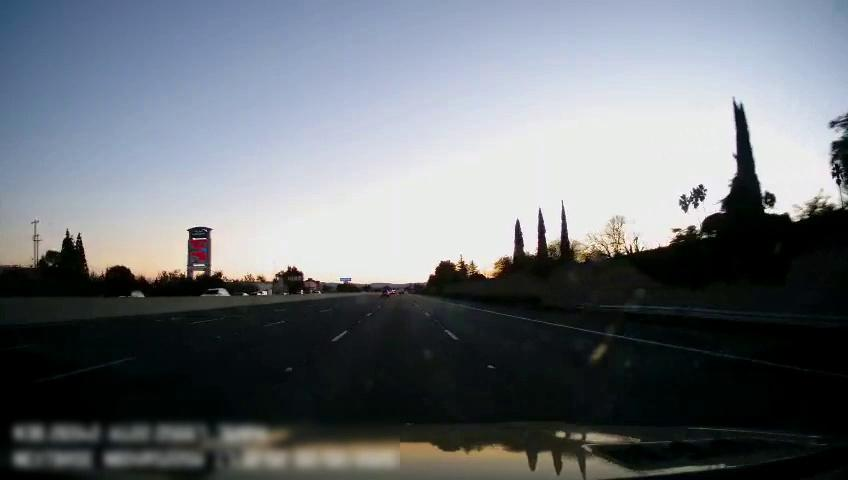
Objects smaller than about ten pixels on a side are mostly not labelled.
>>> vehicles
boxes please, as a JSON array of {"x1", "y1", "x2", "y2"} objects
[
  {"x1": 249, "y1": 292, "x2": 262, "y2": 298},
  {"x1": 115, "y1": 290, "x2": 145, "y2": 299},
  {"x1": 200, "y1": 288, "x2": 230, "y2": 298},
  {"x1": 232, "y1": 292, "x2": 249, "y2": 298}
]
